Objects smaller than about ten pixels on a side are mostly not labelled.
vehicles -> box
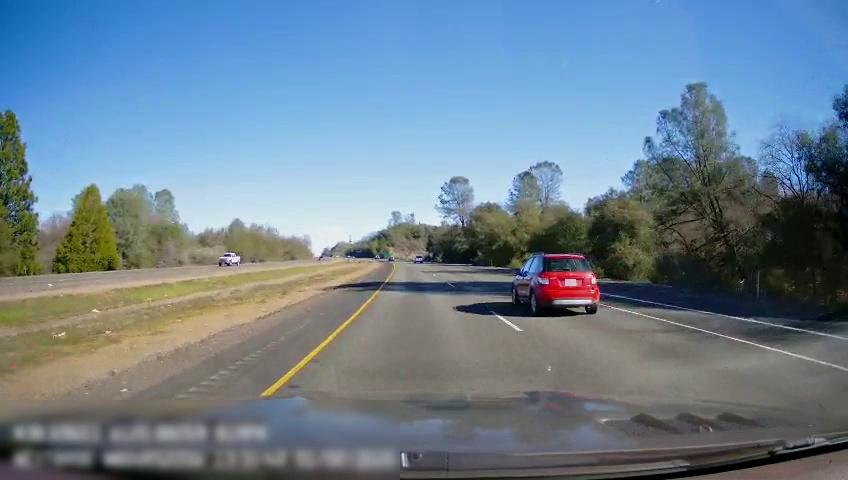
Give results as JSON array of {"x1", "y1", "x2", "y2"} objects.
[
  {"x1": 511, "y1": 253, "x2": 600, "y2": 316},
  {"x1": 414, "y1": 256, "x2": 424, "y2": 264},
  {"x1": 217, "y1": 252, "x2": 241, "y2": 266}
]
